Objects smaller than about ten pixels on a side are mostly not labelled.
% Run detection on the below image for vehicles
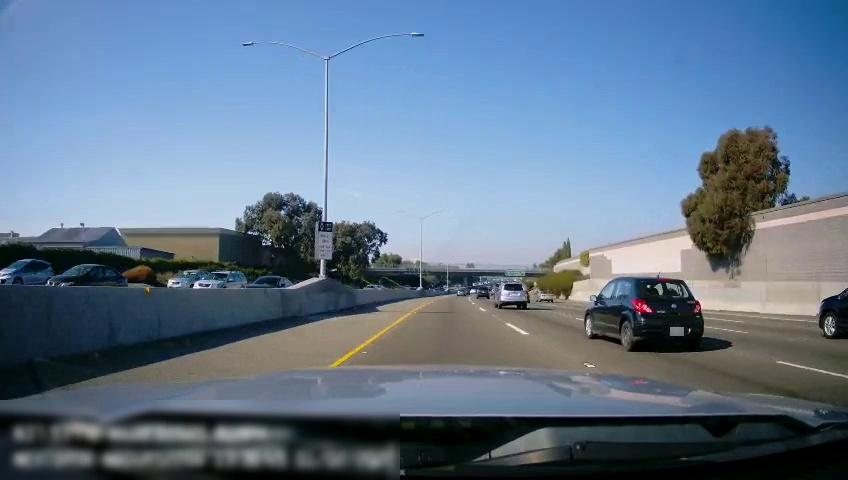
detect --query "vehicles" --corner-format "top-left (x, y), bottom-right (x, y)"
top-left (535, 290), bottom-right (554, 303)
top-left (45, 264), bottom-right (128, 287)
top-left (193, 270), bottom-right (248, 288)
top-left (584, 276), bottom-right (705, 352)
top-left (241, 276), bottom-right (295, 289)
top-left (167, 269), bottom-right (211, 288)
top-left (0, 258), bottom-right (56, 286)
top-left (494, 283), bottom-right (527, 310)
top-left (525, 290), bottom-right (530, 303)
top-left (476, 287), bottom-right (490, 300)
top-left (818, 287), bottom-right (848, 339)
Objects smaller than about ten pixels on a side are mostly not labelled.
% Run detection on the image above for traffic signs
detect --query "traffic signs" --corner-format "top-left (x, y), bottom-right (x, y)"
top-left (504, 270), bottom-right (526, 277)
